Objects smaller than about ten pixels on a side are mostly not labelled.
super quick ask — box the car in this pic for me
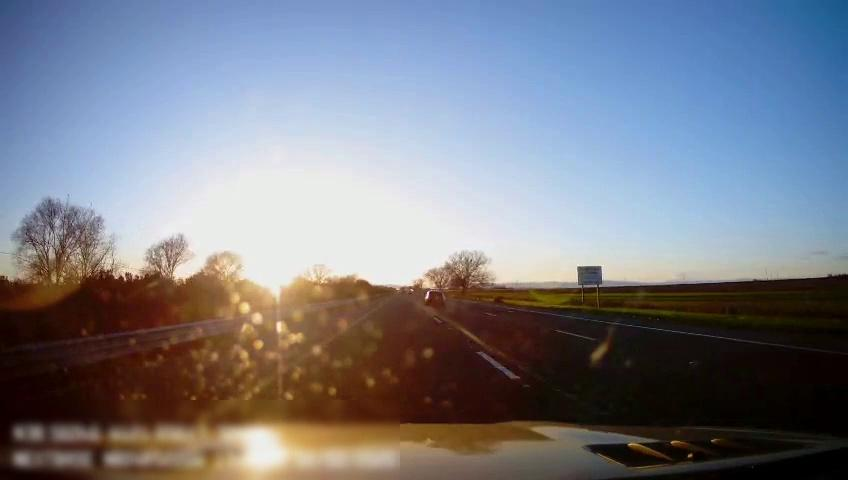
[425,290,445,305]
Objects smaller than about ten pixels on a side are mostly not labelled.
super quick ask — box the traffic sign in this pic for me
[577,265,603,286]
